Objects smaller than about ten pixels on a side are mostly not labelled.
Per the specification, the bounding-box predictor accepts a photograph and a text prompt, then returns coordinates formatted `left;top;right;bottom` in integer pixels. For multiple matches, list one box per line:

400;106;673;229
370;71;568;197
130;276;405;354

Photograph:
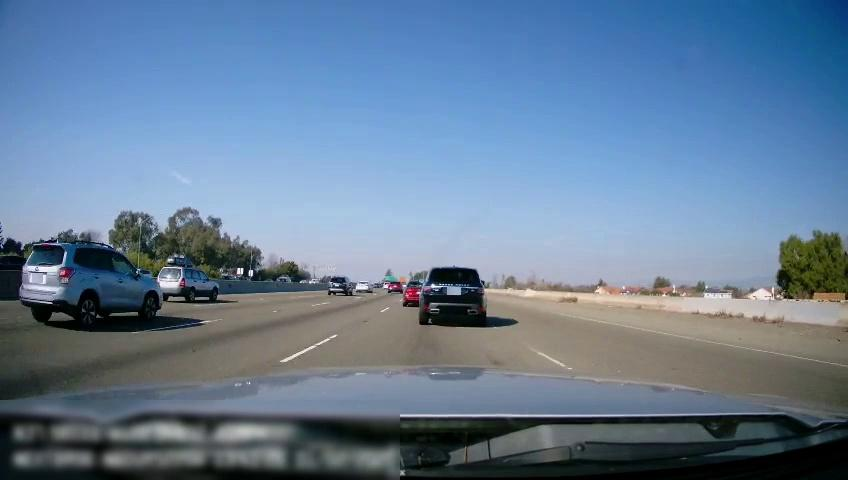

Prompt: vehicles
403;281;422;308
387;280;404;294
354;280;375;294
327;276;355;297
155;267;219;304
275;276;292;283
19;243;164;330
418;266;486;326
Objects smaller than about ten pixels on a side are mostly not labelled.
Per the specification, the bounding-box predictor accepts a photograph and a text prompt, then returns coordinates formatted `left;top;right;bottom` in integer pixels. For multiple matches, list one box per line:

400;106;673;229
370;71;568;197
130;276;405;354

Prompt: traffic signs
386;275;397;282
